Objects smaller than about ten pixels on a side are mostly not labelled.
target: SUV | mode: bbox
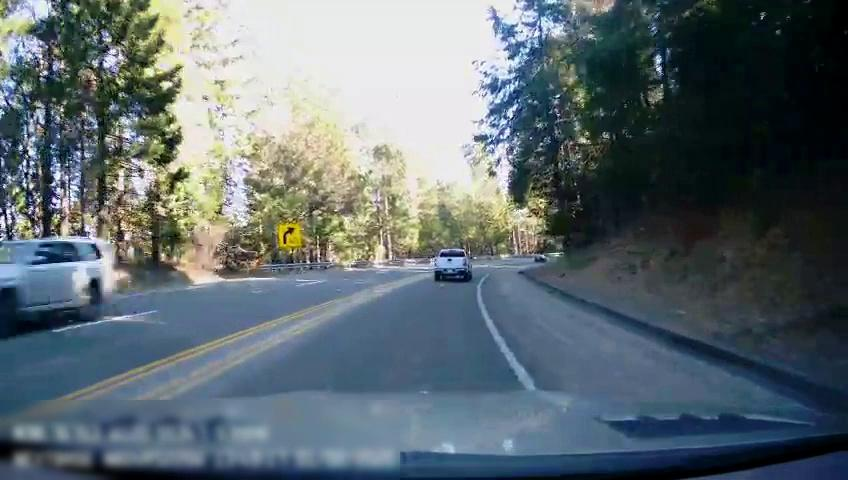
[0,236,115,337]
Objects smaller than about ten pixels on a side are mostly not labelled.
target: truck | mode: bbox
[432,248,473,283]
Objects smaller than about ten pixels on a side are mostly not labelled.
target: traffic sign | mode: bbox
[276,222,304,249]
